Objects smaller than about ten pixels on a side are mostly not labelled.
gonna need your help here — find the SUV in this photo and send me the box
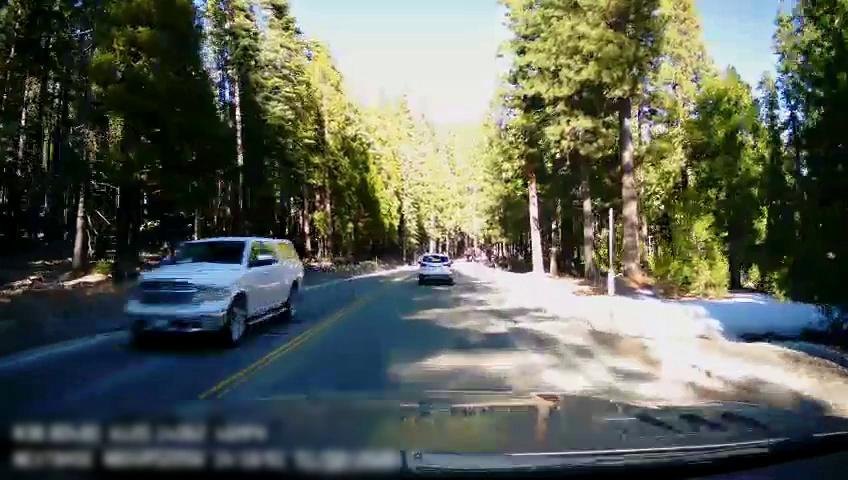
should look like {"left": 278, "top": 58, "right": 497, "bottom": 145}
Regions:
{"left": 418, "top": 253, "right": 455, "bottom": 286}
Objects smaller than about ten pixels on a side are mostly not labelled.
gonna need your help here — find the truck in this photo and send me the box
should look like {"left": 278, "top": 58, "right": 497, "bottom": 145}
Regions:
{"left": 122, "top": 235, "right": 307, "bottom": 350}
